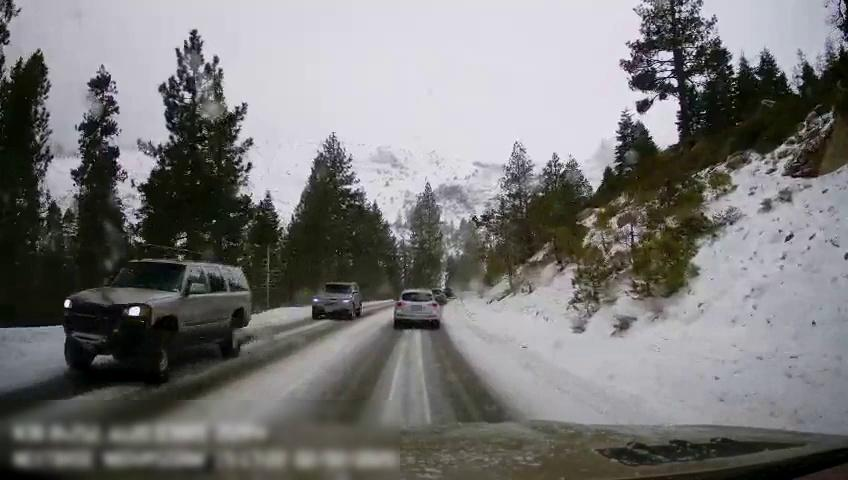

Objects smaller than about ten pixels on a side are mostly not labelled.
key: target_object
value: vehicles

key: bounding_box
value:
[62,258,254,380]
[393,288,441,330]
[432,288,447,304]
[441,288,454,298]
[311,282,363,320]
